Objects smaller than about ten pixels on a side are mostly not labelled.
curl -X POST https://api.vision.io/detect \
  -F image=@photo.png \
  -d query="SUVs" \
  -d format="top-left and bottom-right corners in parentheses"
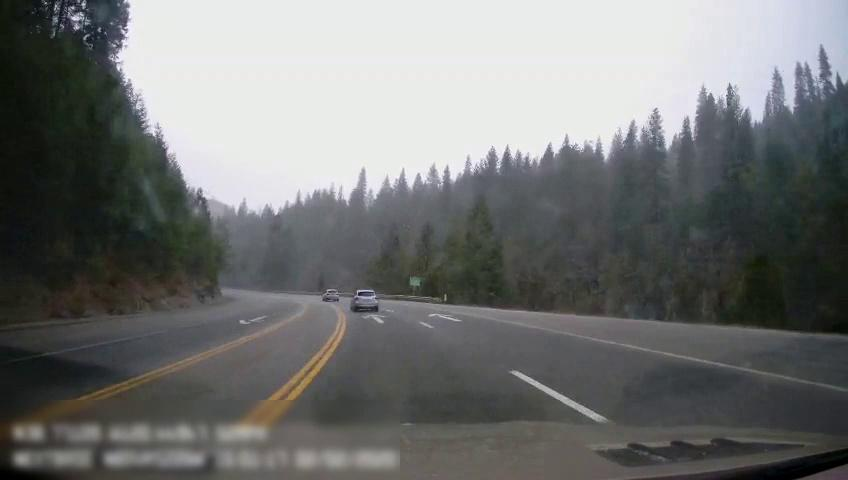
top-left (350, 290), bottom-right (379, 312)
top-left (322, 289), bottom-right (339, 301)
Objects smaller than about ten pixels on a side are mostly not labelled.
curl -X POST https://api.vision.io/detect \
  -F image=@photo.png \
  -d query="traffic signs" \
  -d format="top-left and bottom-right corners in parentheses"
top-left (409, 278), bottom-right (420, 286)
